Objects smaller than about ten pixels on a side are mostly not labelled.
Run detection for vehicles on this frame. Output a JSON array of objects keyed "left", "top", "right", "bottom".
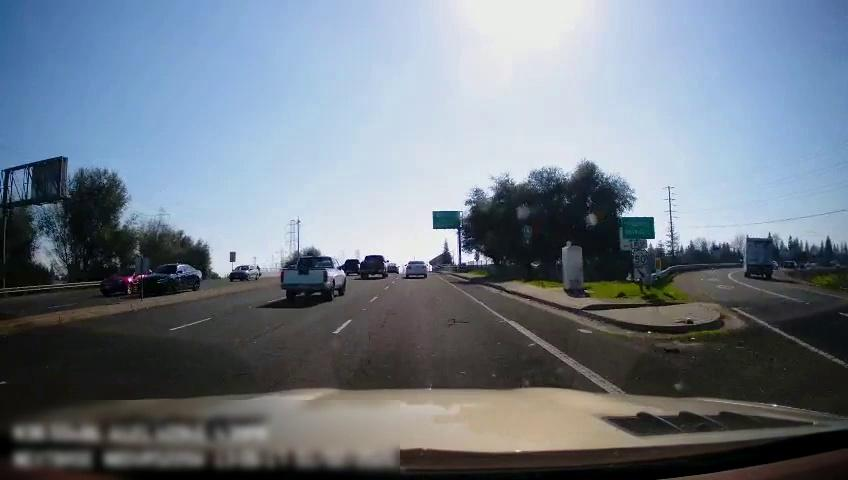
[
  {"left": 358, "top": 254, "right": 388, "bottom": 280},
  {"left": 783, "top": 259, "right": 798, "bottom": 269},
  {"left": 404, "top": 259, "right": 429, "bottom": 278},
  {"left": 388, "top": 265, "right": 399, "bottom": 274},
  {"left": 138, "top": 263, "right": 202, "bottom": 295},
  {"left": 342, "top": 258, "right": 361, "bottom": 276},
  {"left": 229, "top": 265, "right": 262, "bottom": 282},
  {"left": 279, "top": 255, "right": 347, "bottom": 304},
  {"left": 741, "top": 237, "right": 772, "bottom": 277},
  {"left": 99, "top": 269, "right": 149, "bottom": 296}
]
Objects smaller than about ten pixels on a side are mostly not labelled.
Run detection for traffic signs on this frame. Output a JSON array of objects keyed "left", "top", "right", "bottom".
[
  {"left": 620, "top": 216, "right": 655, "bottom": 240},
  {"left": 431, "top": 210, "right": 461, "bottom": 229}
]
